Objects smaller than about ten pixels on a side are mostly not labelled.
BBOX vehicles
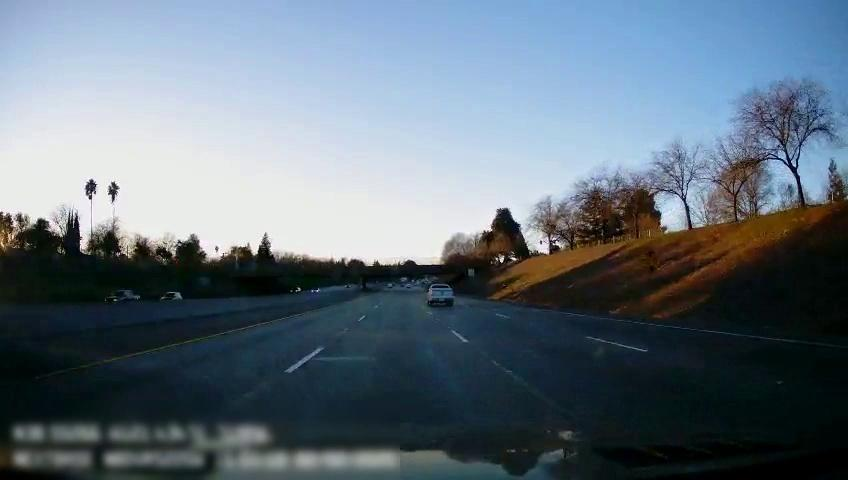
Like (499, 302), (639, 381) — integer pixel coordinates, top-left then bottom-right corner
(426, 284), (455, 309)
(105, 288), (141, 302)
(161, 291), (183, 301)
(289, 285), (301, 293)
(310, 286), (321, 293)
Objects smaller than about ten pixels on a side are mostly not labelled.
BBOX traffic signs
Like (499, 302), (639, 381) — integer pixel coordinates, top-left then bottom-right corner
(467, 268), (475, 279)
